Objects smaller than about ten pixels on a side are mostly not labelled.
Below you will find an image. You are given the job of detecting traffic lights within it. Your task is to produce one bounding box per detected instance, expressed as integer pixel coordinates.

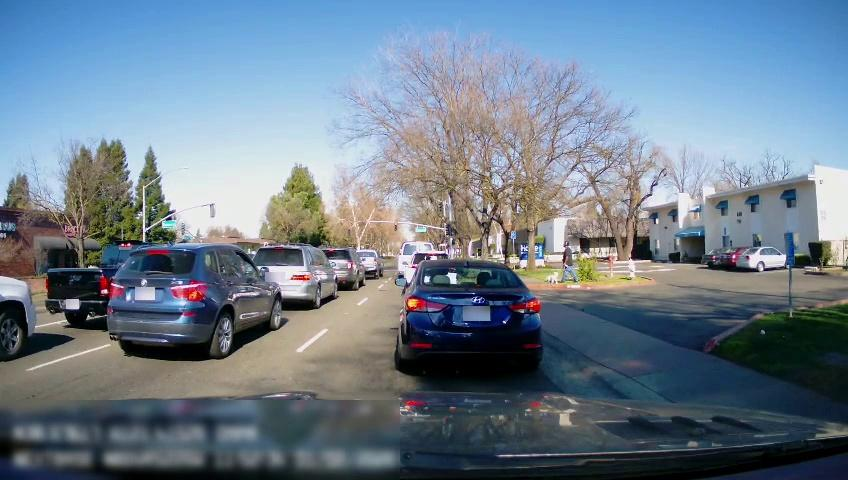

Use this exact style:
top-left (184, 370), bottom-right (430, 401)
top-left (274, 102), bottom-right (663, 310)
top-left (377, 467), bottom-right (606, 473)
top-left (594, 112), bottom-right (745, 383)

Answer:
top-left (448, 225), bottom-right (455, 238)
top-left (181, 222), bottom-right (186, 235)
top-left (209, 203), bottom-right (217, 219)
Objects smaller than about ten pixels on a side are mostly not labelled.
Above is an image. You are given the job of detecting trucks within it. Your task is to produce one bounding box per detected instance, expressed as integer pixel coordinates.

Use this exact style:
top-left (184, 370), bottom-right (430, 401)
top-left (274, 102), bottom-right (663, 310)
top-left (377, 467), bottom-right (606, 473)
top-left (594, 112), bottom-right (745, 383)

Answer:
top-left (0, 275), bottom-right (38, 358)
top-left (45, 239), bottom-right (150, 328)
top-left (356, 249), bottom-right (384, 279)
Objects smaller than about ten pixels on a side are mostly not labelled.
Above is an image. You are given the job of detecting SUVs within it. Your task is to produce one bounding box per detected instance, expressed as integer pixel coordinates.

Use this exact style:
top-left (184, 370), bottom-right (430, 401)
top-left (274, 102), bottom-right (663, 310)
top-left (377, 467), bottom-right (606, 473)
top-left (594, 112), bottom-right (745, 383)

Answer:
top-left (107, 242), bottom-right (283, 359)
top-left (402, 251), bottom-right (454, 284)
top-left (319, 246), bottom-right (366, 291)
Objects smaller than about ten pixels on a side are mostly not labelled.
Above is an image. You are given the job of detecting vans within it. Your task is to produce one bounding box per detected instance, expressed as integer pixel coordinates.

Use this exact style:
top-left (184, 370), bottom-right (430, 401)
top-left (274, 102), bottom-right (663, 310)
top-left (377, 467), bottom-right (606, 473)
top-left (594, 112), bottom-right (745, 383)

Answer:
top-left (250, 244), bottom-right (339, 310)
top-left (397, 241), bottom-right (435, 279)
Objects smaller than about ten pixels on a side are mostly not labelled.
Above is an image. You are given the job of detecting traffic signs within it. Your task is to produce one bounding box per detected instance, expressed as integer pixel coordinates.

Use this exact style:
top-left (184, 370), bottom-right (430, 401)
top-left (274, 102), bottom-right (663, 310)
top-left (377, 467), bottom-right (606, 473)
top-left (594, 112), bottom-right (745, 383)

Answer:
top-left (415, 227), bottom-right (427, 233)
top-left (162, 220), bottom-right (177, 229)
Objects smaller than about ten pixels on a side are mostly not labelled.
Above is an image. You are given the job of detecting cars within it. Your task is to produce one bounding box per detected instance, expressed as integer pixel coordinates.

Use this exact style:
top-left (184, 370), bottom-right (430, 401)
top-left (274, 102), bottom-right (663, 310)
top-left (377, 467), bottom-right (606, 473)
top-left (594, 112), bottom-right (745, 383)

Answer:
top-left (394, 259), bottom-right (543, 372)
top-left (718, 247), bottom-right (752, 270)
top-left (735, 246), bottom-right (795, 272)
top-left (701, 247), bottom-right (729, 269)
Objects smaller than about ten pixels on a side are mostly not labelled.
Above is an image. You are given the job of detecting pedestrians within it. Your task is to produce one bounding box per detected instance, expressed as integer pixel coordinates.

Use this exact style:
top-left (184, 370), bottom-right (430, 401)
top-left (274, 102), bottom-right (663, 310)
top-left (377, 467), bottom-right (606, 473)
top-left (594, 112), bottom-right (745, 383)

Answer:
top-left (561, 241), bottom-right (578, 283)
